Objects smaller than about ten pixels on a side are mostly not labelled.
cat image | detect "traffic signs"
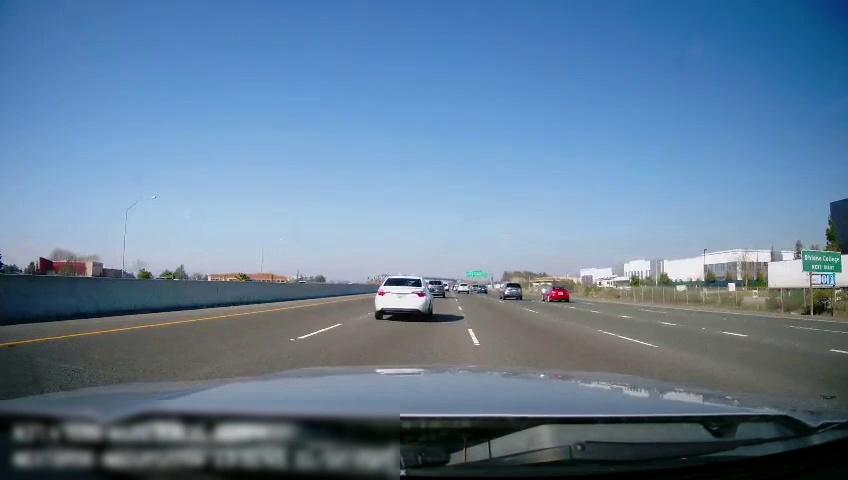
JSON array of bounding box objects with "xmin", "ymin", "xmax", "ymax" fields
[
  {"xmin": 465, "ymin": 270, "xmax": 489, "ymax": 279},
  {"xmin": 801, "ymin": 249, "xmax": 842, "ymax": 274}
]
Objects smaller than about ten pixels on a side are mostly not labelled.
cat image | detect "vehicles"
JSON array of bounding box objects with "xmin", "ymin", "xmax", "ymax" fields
[
  {"xmin": 477, "ymin": 286, "xmax": 488, "ymax": 295},
  {"xmin": 374, "ymin": 275, "xmax": 435, "ymax": 322},
  {"xmin": 767, "ymin": 254, "xmax": 848, "ymax": 299},
  {"xmin": 596, "ymin": 276, "xmax": 631, "ymax": 291},
  {"xmin": 541, "ymin": 285, "xmax": 570, "ymax": 303},
  {"xmin": 499, "ymin": 282, "xmax": 523, "ymax": 301},
  {"xmin": 439, "ymin": 283, "xmax": 450, "ymax": 293},
  {"xmin": 425, "ymin": 280, "xmax": 448, "ymax": 299},
  {"xmin": 457, "ymin": 283, "xmax": 470, "ymax": 295}
]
